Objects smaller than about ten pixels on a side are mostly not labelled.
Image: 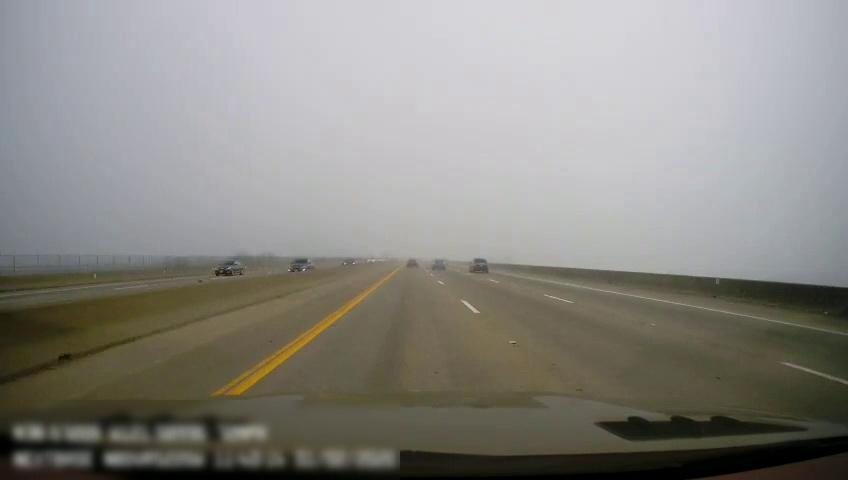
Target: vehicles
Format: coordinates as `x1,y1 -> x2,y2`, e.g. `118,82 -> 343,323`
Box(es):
405,257 -> 418,268
214,260 -> 245,277
430,259 -> 447,271
286,257 -> 318,273
469,258 -> 489,274
343,258 -> 360,267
